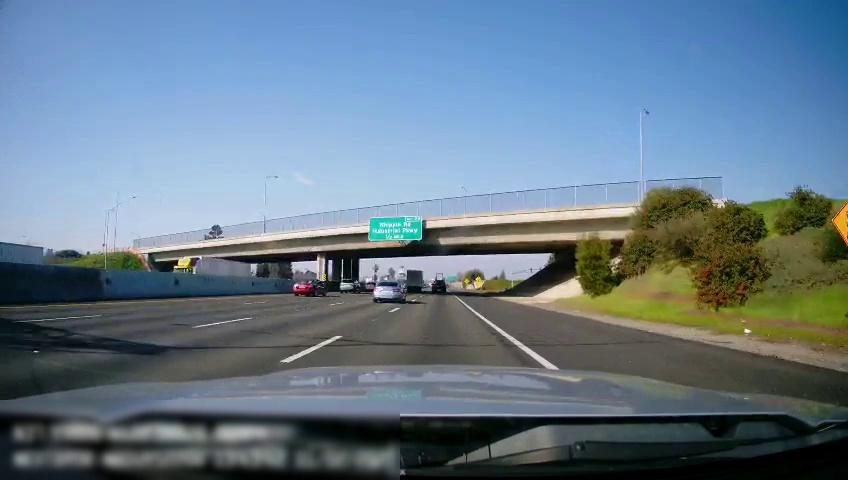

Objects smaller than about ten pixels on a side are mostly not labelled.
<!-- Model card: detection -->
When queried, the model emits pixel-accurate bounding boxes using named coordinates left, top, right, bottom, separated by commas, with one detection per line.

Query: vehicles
left=406, top=269, right=424, bottom=293
left=373, top=280, right=408, bottom=303
left=340, top=278, right=362, bottom=293
left=432, top=280, right=446, bottom=294
left=292, top=277, right=327, bottom=297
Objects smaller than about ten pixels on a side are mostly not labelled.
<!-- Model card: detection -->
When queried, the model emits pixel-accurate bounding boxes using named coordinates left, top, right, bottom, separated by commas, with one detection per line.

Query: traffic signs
left=832, top=200, right=848, bottom=247
left=368, top=216, right=423, bottom=241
